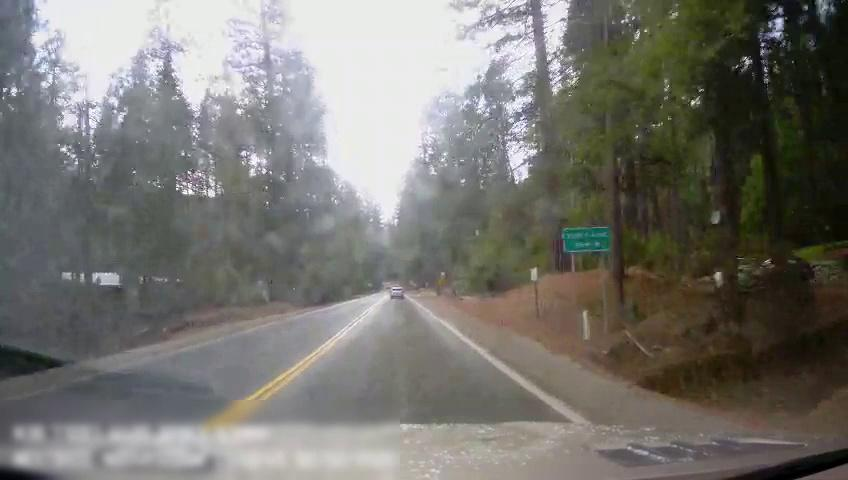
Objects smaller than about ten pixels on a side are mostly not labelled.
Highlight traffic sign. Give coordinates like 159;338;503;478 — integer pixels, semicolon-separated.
561;225;612;255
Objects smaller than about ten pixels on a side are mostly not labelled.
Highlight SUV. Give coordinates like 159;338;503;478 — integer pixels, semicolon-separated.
389;286;404;299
